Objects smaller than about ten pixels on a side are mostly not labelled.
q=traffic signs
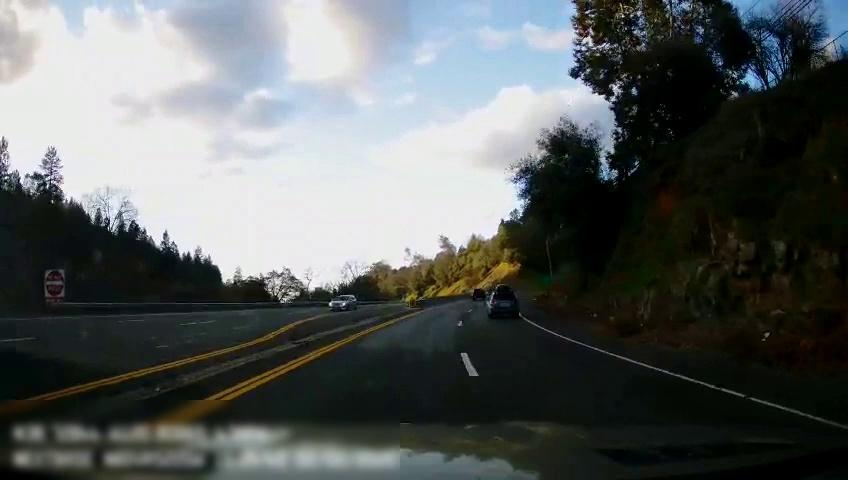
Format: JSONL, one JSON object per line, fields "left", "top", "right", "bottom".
{"left": 44, "top": 267, "right": 67, "bottom": 301}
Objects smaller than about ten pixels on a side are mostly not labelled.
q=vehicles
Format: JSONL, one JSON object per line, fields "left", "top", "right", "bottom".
{"left": 473, "top": 287, "right": 486, "bottom": 300}
{"left": 486, "top": 283, "right": 520, "bottom": 319}
{"left": 328, "top": 294, "right": 359, "bottom": 312}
